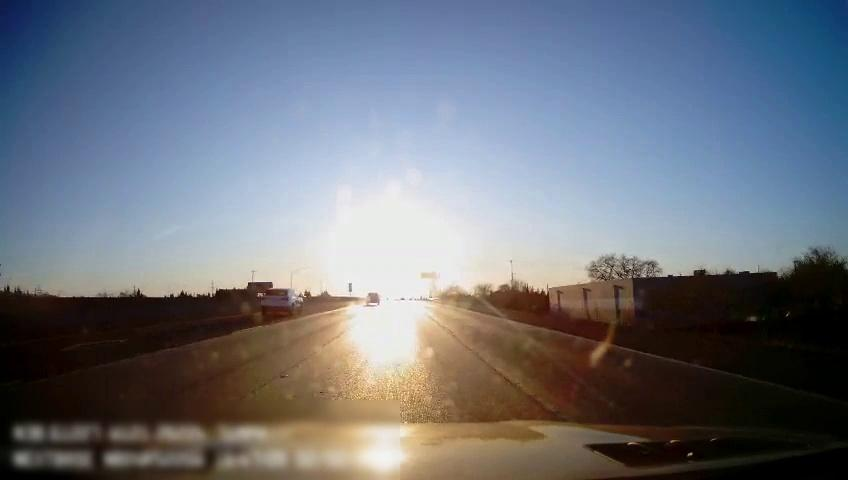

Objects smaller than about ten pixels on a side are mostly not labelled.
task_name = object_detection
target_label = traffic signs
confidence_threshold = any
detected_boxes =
[421,272,437,279]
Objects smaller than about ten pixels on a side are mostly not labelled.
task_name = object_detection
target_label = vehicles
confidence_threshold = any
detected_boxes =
[259,287,305,316]
[366,292,380,306]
